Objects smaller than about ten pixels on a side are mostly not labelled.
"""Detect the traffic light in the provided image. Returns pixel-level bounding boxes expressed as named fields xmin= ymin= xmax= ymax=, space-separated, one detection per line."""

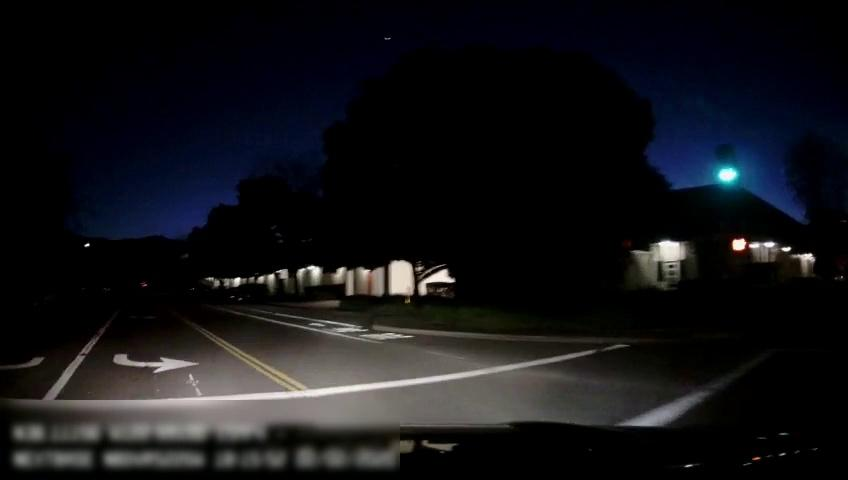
xmin=720 ymin=143 xmax=734 ymax=181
